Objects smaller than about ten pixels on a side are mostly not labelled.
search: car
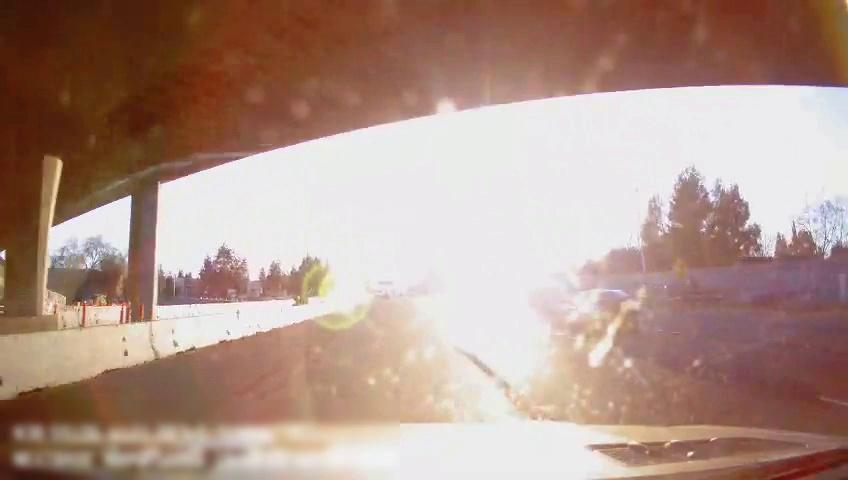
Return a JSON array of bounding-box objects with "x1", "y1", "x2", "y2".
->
[{"x1": 565, "y1": 290, "x2": 638, "y2": 331}]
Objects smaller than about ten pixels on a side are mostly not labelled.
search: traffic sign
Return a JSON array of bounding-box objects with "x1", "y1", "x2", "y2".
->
[{"x1": 669, "y1": 256, "x2": 689, "y2": 281}]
